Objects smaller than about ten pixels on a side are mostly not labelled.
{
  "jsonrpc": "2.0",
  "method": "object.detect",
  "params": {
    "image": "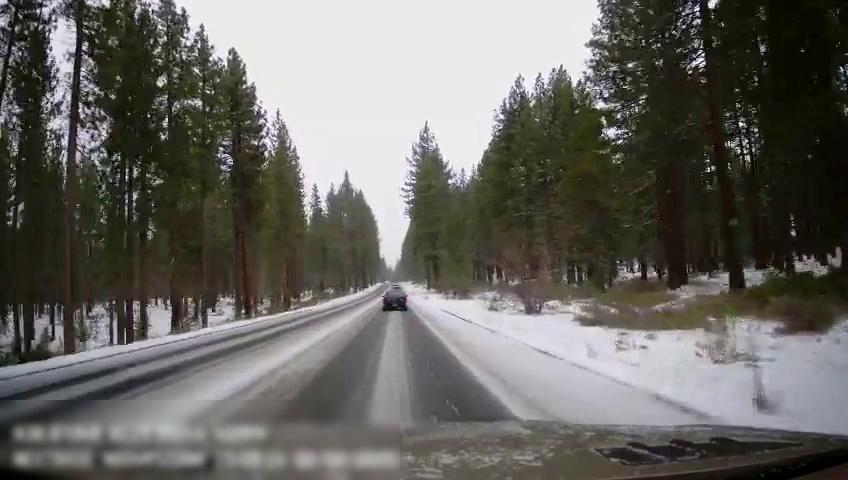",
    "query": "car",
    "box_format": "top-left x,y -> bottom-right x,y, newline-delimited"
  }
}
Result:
381,290 -> 409,312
